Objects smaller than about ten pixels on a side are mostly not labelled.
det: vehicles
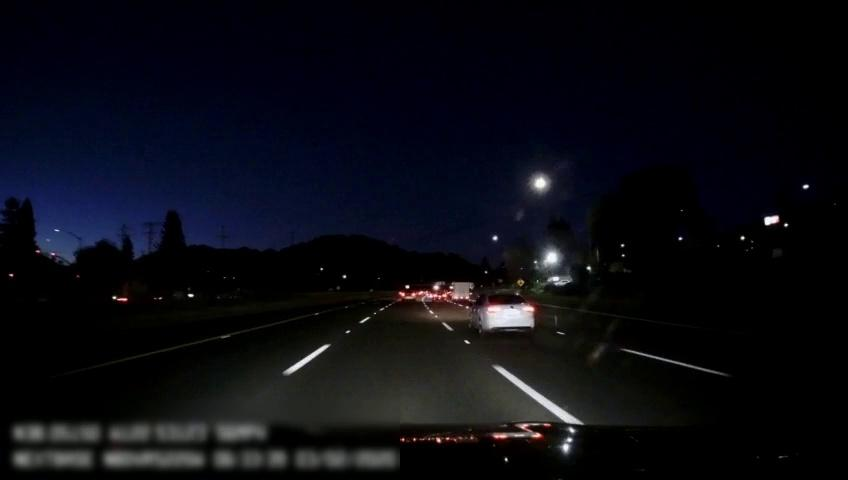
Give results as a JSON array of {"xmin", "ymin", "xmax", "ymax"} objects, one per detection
[
  {"xmin": 469, "ymin": 291, "xmax": 535, "ymax": 338},
  {"xmin": 450, "ymin": 282, "xmax": 470, "ymax": 305},
  {"xmin": 400, "ymin": 288, "xmax": 416, "ymax": 301},
  {"xmin": 432, "ymin": 290, "xmax": 447, "ymax": 302}
]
